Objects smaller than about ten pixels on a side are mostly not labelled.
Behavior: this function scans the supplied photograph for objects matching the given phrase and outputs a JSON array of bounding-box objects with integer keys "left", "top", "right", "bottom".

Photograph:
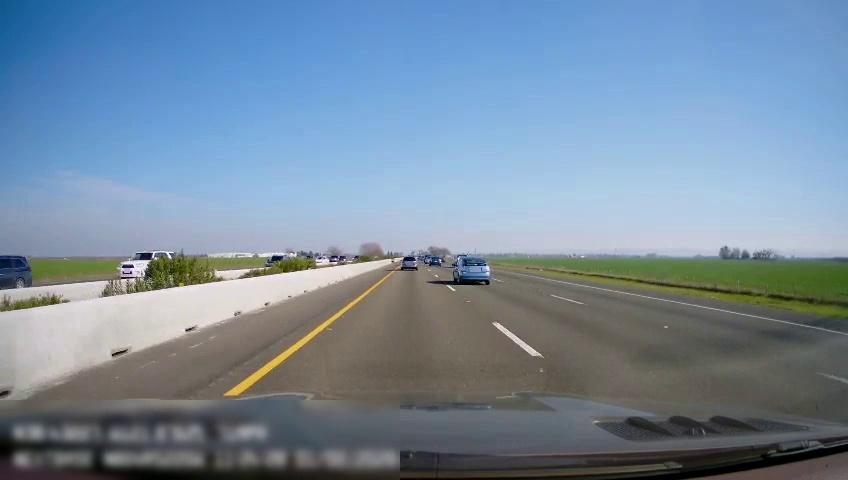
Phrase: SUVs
[
  {"left": 0, "top": 255, "right": 33, "bottom": 290},
  {"left": 119, "top": 251, "right": 175, "bottom": 279}
]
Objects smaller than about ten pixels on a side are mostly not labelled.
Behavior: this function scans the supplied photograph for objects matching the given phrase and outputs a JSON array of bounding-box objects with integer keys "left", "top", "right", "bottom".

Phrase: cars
[
  {"left": 315, "top": 255, "right": 330, "bottom": 264},
  {"left": 451, "top": 255, "right": 491, "bottom": 286},
  {"left": 428, "top": 255, "right": 443, "bottom": 267},
  {"left": 265, "top": 254, "right": 291, "bottom": 267},
  {"left": 400, "top": 255, "right": 418, "bottom": 271}
]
